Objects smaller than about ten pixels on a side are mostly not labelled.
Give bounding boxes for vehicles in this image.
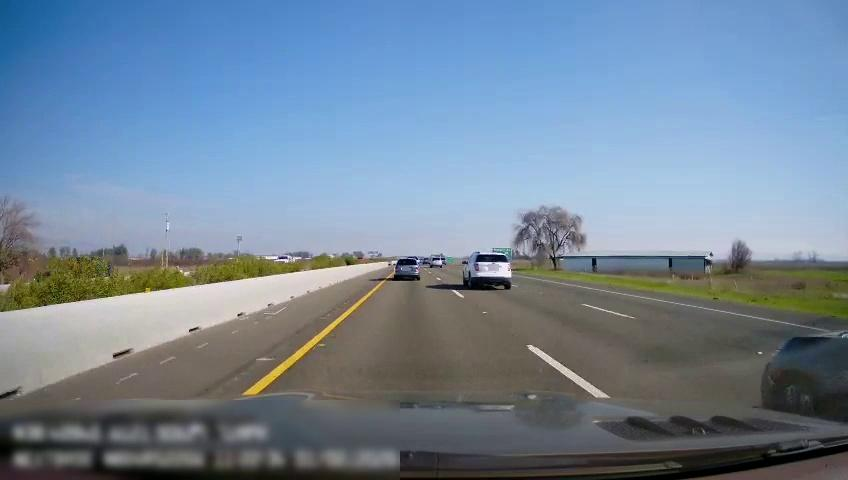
[461,253,512,291]
[273,255,293,264]
[760,331,848,426]
[429,256,443,269]
[394,258,422,281]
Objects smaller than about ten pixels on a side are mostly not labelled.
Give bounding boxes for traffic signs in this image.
[494,247,514,261]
